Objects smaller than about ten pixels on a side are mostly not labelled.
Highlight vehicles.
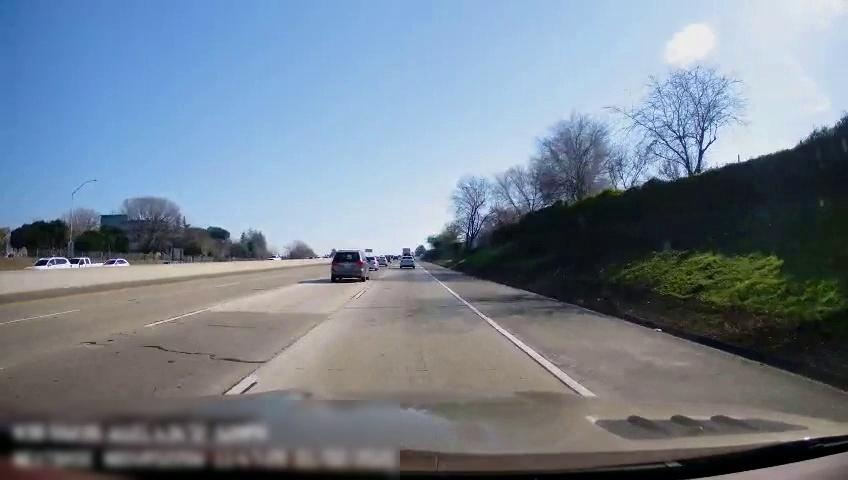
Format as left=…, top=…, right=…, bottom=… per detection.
left=330, top=249, right=370, bottom=283
left=24, top=257, right=71, bottom=272
left=375, top=257, right=388, bottom=267
left=367, top=256, right=380, bottom=271
left=102, top=258, right=129, bottom=268
left=398, top=255, right=415, bottom=269
left=68, top=257, right=103, bottom=270
left=267, top=255, right=283, bottom=261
